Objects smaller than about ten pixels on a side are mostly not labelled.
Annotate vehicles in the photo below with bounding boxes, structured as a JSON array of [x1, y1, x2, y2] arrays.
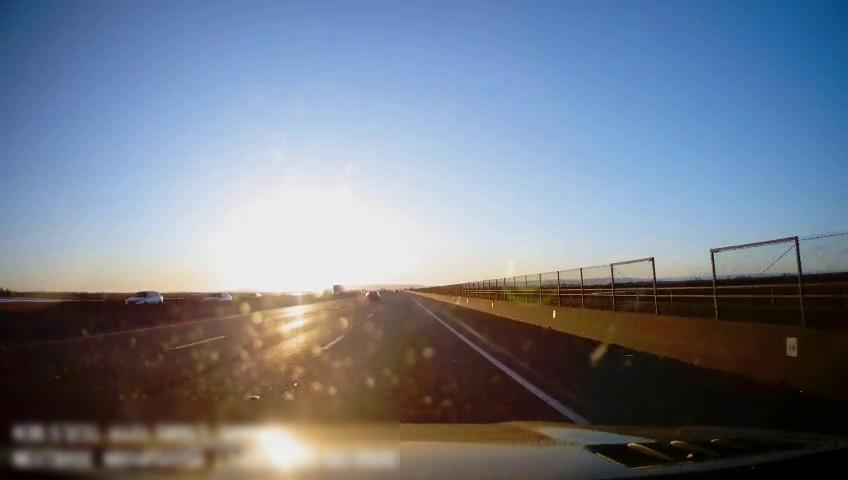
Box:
[[248, 293, 262, 300], [331, 285, 345, 295], [203, 292, 232, 303], [365, 290, 381, 302], [124, 291, 164, 306]]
